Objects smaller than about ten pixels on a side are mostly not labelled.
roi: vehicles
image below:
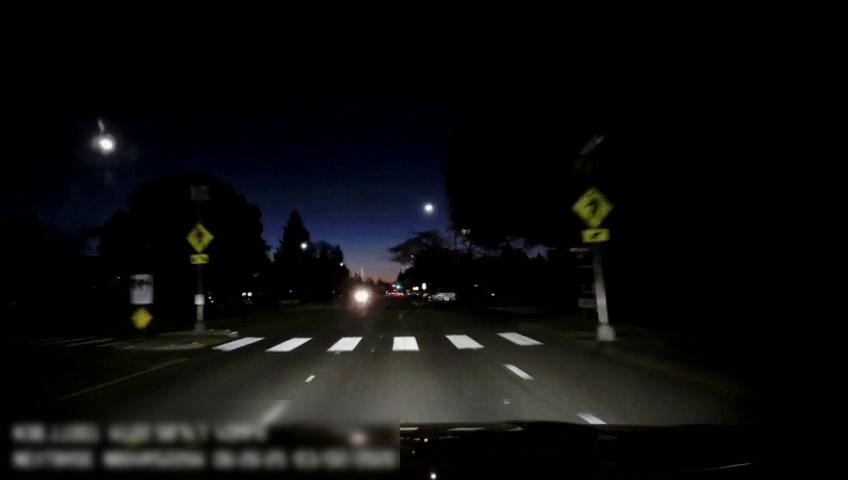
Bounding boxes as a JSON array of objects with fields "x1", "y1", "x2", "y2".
[{"x1": 432, "y1": 287, "x2": 456, "y2": 307}]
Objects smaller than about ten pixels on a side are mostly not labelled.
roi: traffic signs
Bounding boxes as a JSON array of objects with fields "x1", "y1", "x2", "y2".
[
  {"x1": 186, "y1": 226, "x2": 213, "y2": 252},
  {"x1": 581, "y1": 229, "x2": 612, "y2": 242},
  {"x1": 571, "y1": 188, "x2": 613, "y2": 228},
  {"x1": 130, "y1": 275, "x2": 154, "y2": 305},
  {"x1": 130, "y1": 306, "x2": 152, "y2": 330},
  {"x1": 189, "y1": 255, "x2": 210, "y2": 265}
]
